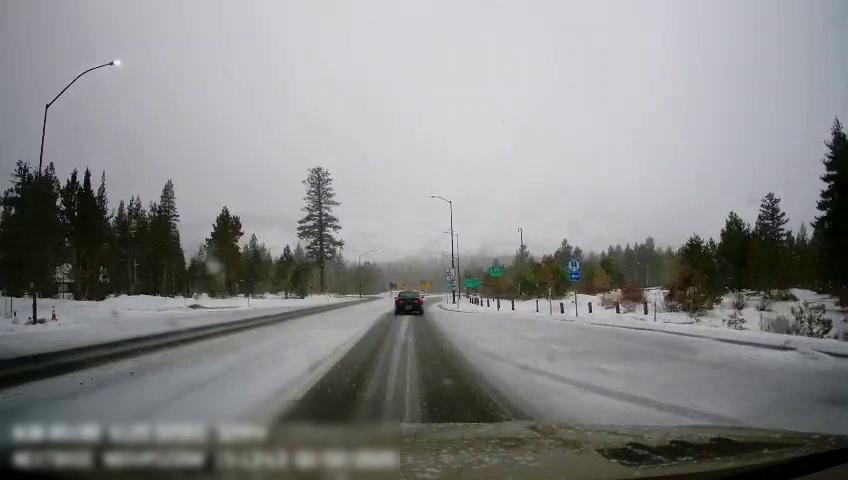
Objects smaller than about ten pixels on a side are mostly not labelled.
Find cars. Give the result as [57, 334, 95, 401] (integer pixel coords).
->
[393, 291, 425, 315]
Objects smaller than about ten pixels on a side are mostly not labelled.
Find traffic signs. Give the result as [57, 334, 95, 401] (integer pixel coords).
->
[464, 279, 480, 288]
[446, 269, 457, 280]
[569, 271, 581, 281]
[490, 267, 504, 277]
[568, 259, 580, 271]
